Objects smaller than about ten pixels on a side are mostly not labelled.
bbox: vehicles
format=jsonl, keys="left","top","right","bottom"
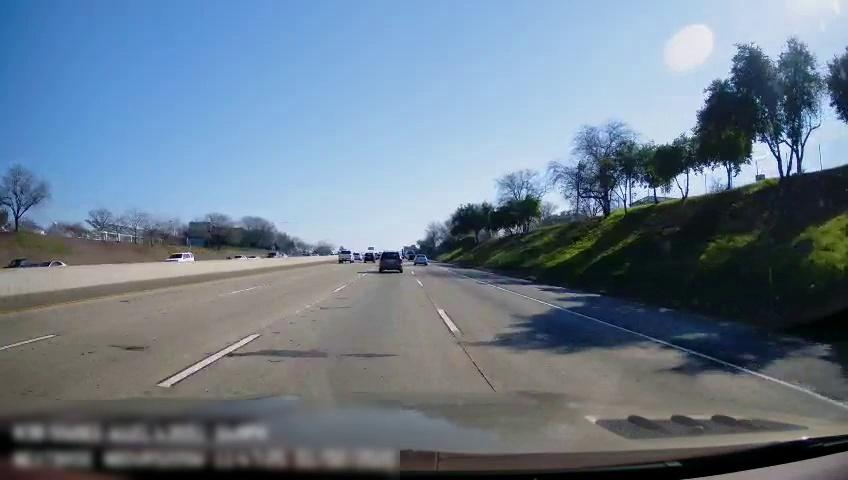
{"left": 38, "top": 261, "right": 68, "bottom": 268}
{"left": 378, "top": 251, "right": 404, "bottom": 274}
{"left": 6, "top": 259, "right": 32, "bottom": 269}
{"left": 363, "top": 252, "right": 375, "bottom": 263}
{"left": 412, "top": 253, "right": 428, "bottom": 266}
{"left": 337, "top": 249, "right": 355, "bottom": 264}
{"left": 266, "top": 251, "right": 285, "bottom": 258}
{"left": 166, "top": 252, "right": 194, "bottom": 264}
